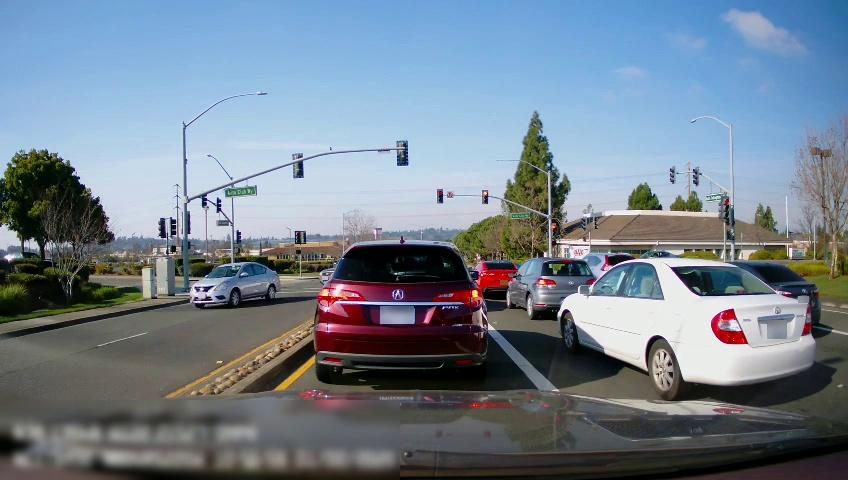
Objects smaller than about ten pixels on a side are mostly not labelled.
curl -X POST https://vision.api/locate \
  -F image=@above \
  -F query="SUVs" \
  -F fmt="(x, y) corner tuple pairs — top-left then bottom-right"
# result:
(316, 264), (336, 287)
(583, 251), (633, 279)
(311, 241), (489, 383)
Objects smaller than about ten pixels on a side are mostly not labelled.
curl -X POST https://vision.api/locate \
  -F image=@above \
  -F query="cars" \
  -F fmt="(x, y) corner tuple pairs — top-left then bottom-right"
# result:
(730, 259), (822, 325)
(506, 257), (596, 321)
(637, 246), (684, 259)
(190, 262), (281, 308)
(555, 257), (819, 401)
(474, 260), (515, 295)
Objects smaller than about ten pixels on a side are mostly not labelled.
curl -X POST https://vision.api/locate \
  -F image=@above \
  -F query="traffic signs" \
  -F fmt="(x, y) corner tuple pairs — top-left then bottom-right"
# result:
(215, 219), (230, 227)
(704, 193), (721, 202)
(224, 184), (258, 198)
(511, 213), (530, 221)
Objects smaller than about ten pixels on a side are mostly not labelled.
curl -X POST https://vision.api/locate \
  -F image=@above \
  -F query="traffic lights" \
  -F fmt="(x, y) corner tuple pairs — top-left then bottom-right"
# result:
(291, 151), (304, 178)
(583, 216), (590, 230)
(592, 216), (600, 230)
(159, 218), (167, 237)
(170, 217), (177, 237)
(200, 194), (207, 208)
(236, 230), (243, 243)
(435, 188), (445, 205)
(295, 231), (302, 244)
(216, 197), (224, 214)
(669, 168), (677, 183)
(302, 231), (307, 244)
(481, 188), (490, 207)
(692, 168), (699, 186)
(395, 137), (411, 168)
